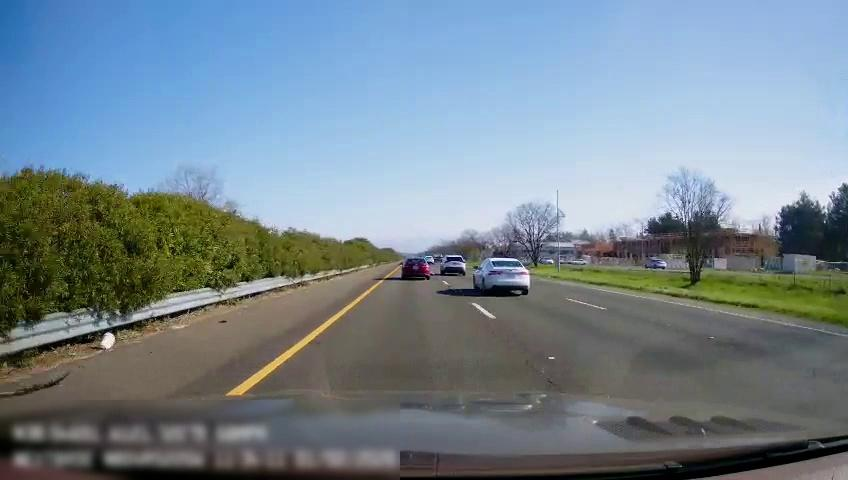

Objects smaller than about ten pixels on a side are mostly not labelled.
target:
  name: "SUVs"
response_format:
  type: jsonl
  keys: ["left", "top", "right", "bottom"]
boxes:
{"left": 440, "top": 255, "right": 466, "bottom": 275}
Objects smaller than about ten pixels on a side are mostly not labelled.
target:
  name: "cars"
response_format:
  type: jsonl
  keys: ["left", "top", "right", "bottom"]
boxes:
{"left": 472, "top": 257, "right": 531, "bottom": 295}
{"left": 398, "top": 257, "right": 431, "bottom": 280}
{"left": 641, "top": 257, "right": 669, "bottom": 270}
